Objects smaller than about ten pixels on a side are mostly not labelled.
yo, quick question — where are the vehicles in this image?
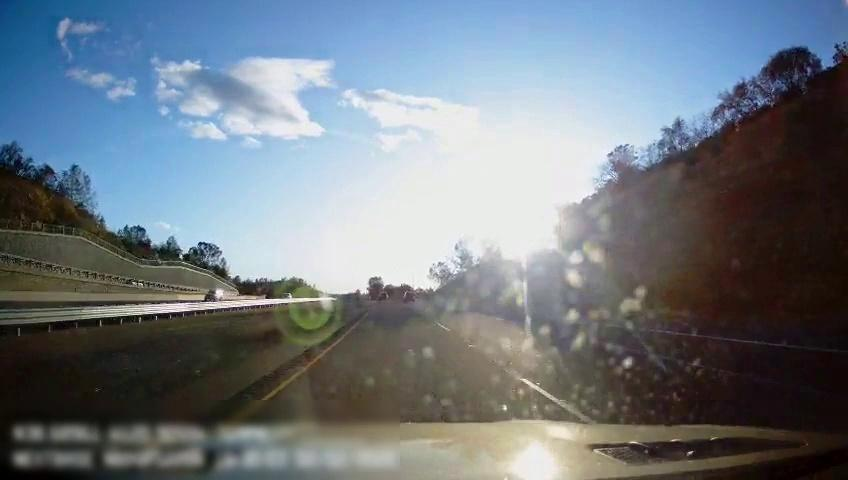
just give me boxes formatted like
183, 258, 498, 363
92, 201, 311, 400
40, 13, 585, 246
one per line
204, 289, 223, 303
403, 292, 416, 302
376, 292, 387, 301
